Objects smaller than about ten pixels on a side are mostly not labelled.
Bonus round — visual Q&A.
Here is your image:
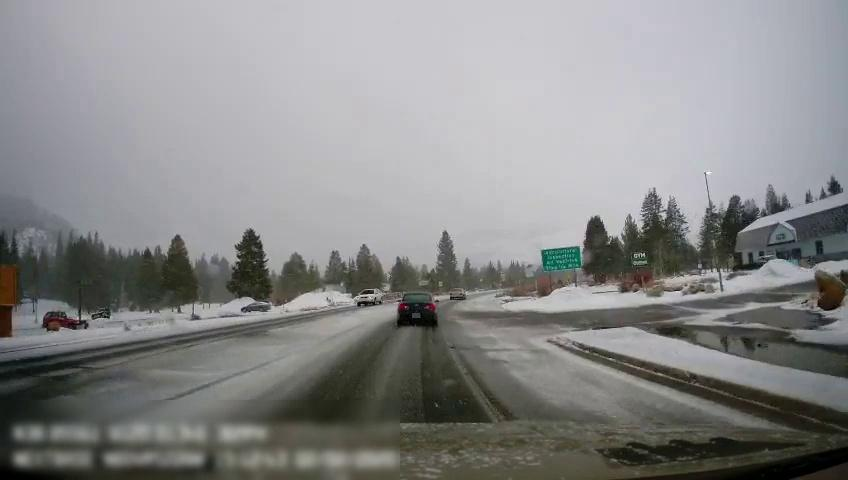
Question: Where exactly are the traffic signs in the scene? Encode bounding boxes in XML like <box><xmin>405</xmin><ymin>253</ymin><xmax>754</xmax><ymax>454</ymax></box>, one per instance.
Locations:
<box><xmin>541</xmin><ymin>246</ymin><xmax>582</xmax><ymax>270</ymax></box>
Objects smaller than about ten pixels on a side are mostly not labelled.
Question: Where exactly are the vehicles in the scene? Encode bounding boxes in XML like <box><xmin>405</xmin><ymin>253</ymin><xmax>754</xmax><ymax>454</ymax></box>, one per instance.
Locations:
<box><xmin>91</xmin><ymin>308</ymin><xmax>111</xmax><ymax>320</ymax></box>
<box><xmin>42</xmin><ymin>311</ymin><xmax>88</xmax><ymax>330</ymax></box>
<box><xmin>450</xmin><ymin>288</ymin><xmax>467</xmax><ymax>300</ymax></box>
<box><xmin>240</xmin><ymin>302</ymin><xmax>271</xmax><ymax>313</ymax></box>
<box><xmin>396</xmin><ymin>292</ymin><xmax>440</xmax><ymax>326</ymax></box>
<box><xmin>757</xmin><ymin>255</ymin><xmax>779</xmax><ymax>269</ymax></box>
<box><xmin>356</xmin><ymin>289</ymin><xmax>383</xmax><ymax>306</ymax></box>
